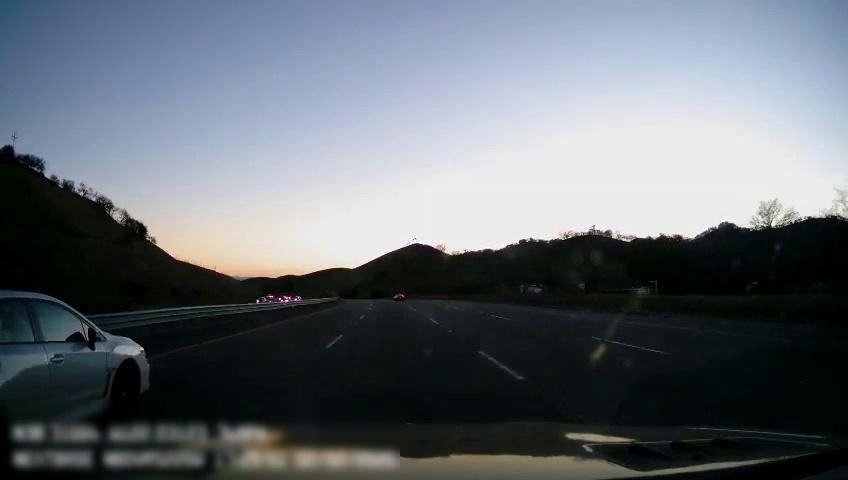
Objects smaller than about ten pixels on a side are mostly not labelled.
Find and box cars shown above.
[0,289,151,443]
[394,294,406,302]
